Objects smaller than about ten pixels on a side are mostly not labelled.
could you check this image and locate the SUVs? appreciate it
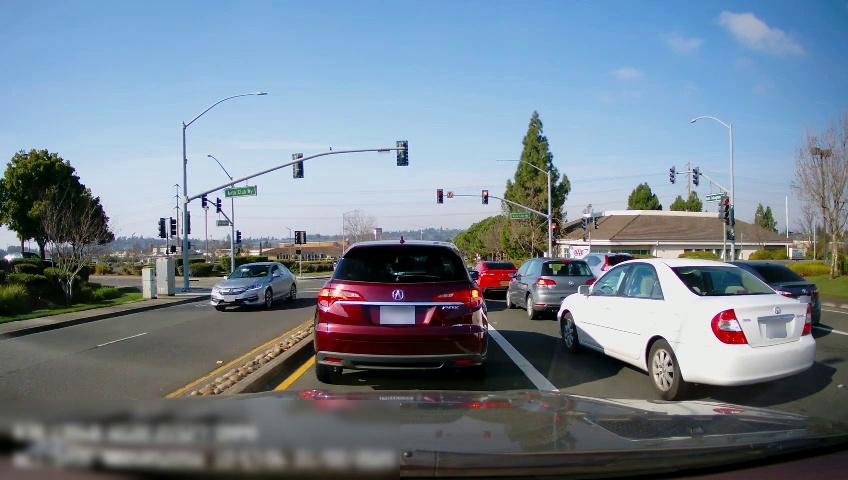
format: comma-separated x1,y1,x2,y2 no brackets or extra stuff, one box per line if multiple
311,241,489,383
583,251,633,279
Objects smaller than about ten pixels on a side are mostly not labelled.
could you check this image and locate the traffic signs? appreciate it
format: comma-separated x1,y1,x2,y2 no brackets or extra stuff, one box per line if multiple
215,219,230,227
224,184,258,198
705,193,722,202
511,212,530,220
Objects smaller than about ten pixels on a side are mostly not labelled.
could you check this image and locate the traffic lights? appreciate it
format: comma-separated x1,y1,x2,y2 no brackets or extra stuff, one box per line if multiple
200,194,208,208
216,197,223,214
395,137,410,168
292,151,305,178
235,230,242,243
693,168,700,186
294,231,301,244
301,231,306,244
169,217,178,238
668,168,676,183
435,188,445,205
583,216,590,230
159,218,167,237
481,188,490,207
593,216,601,230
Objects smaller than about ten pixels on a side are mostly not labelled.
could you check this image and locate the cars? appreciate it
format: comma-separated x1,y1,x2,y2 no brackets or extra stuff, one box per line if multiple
506,256,597,321
210,260,299,311
555,257,819,401
474,260,516,295
730,259,822,325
